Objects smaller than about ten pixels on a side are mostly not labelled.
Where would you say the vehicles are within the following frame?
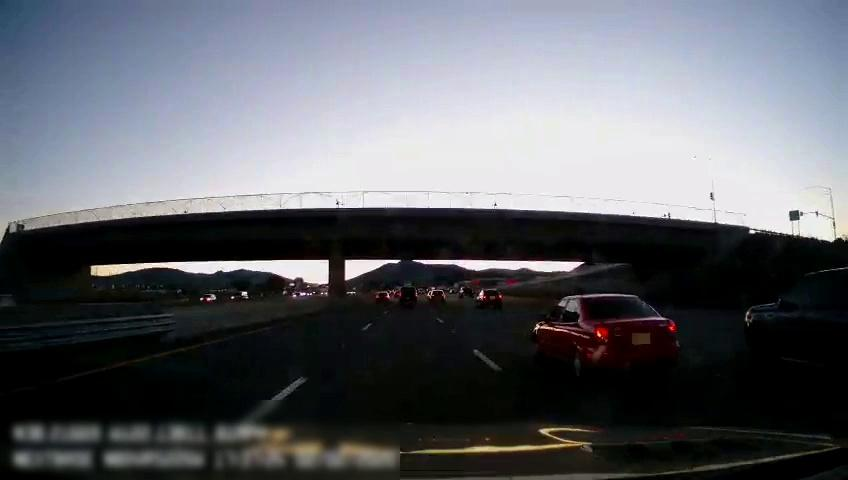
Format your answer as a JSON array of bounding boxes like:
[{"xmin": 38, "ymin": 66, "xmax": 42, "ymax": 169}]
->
[
  {"xmin": 375, "ymin": 291, "xmax": 391, "ymax": 304},
  {"xmin": 229, "ymin": 291, "xmax": 248, "ymax": 301},
  {"xmin": 399, "ymin": 285, "xmax": 418, "ymax": 303},
  {"xmin": 743, "ymin": 265, "xmax": 848, "ymax": 368},
  {"xmin": 428, "ymin": 289, "xmax": 446, "ymax": 304},
  {"xmin": 526, "ymin": 293, "xmax": 679, "ymax": 383},
  {"xmin": 475, "ymin": 288, "xmax": 503, "ymax": 309},
  {"xmin": 457, "ymin": 286, "xmax": 475, "ymax": 298},
  {"xmin": 199, "ymin": 293, "xmax": 217, "ymax": 303}
]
